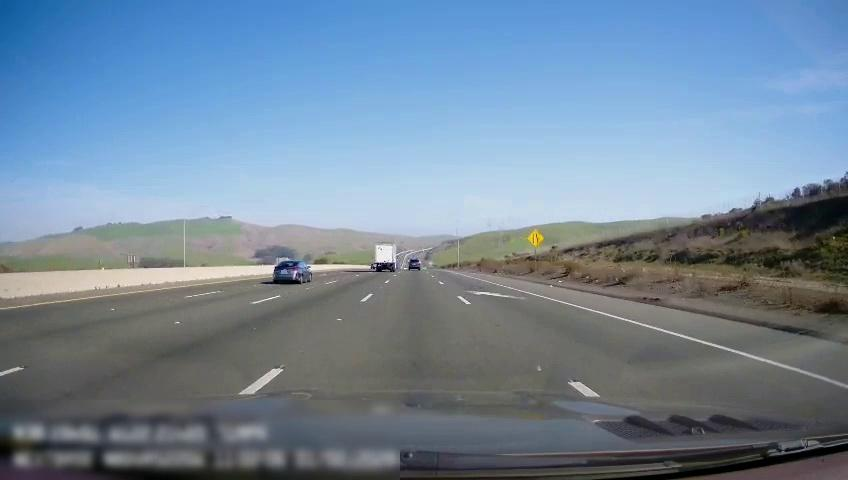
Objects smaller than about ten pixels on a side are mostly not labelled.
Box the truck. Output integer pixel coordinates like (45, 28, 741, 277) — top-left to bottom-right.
(374, 243, 397, 273)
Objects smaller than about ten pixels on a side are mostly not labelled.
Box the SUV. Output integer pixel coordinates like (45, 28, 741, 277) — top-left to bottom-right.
(408, 258, 421, 271)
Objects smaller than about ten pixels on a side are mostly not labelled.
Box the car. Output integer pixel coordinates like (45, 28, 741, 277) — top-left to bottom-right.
(272, 259, 314, 285)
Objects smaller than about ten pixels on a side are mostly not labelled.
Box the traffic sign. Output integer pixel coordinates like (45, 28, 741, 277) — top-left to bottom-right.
(527, 228, 545, 248)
